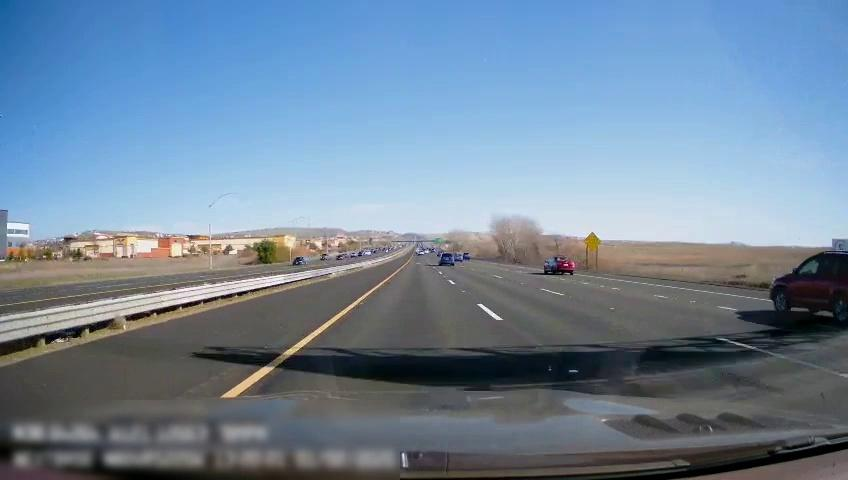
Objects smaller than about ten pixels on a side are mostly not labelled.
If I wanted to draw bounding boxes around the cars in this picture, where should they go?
[439,252,455,266]
[292,256,308,266]
[768,252,848,326]
[542,255,576,276]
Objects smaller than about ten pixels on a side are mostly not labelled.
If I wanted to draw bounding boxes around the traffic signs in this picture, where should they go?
[584,231,600,252]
